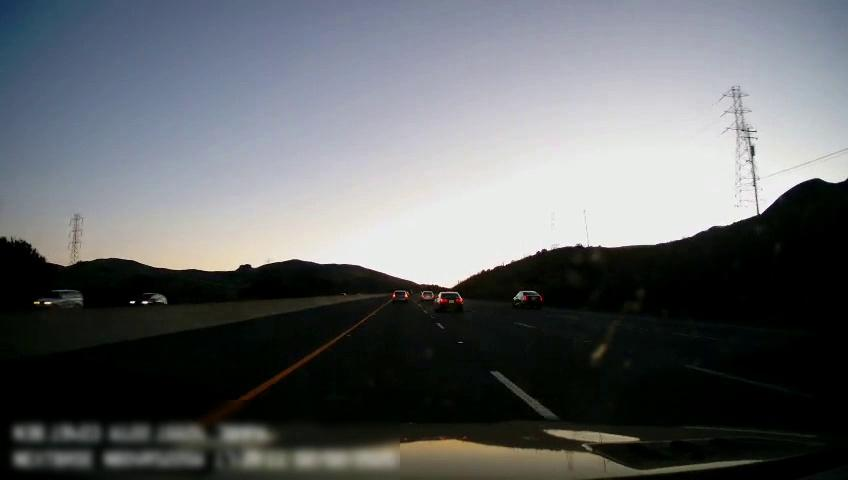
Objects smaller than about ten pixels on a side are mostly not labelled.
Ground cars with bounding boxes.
[420,291,435,302]
[392,290,408,303]
[512,290,543,309]
[434,292,463,311]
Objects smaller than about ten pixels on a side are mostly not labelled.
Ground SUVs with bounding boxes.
[33,290,84,310]
[128,293,168,307]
